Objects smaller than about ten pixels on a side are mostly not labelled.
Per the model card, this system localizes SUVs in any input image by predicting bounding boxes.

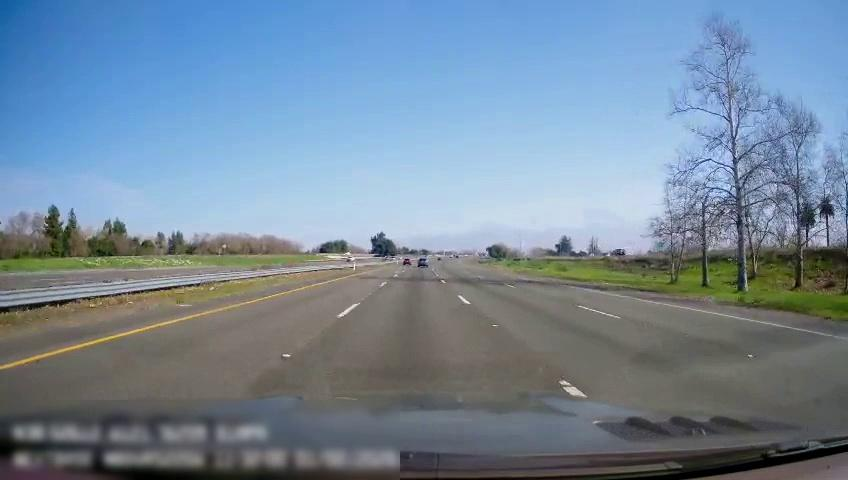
[402,257,413,266]
[417,258,428,267]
